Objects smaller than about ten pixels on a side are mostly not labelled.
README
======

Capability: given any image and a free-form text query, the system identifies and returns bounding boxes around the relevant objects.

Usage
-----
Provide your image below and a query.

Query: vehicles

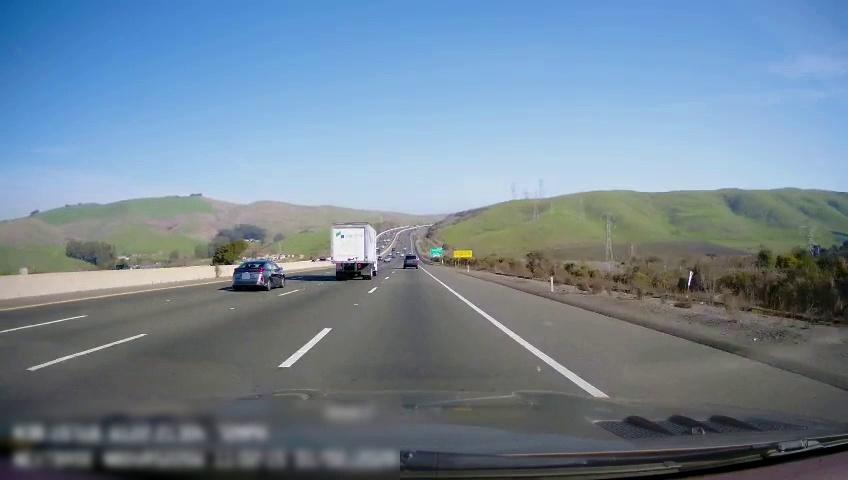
[403,254,418,269]
[330,224,378,280]
[113,263,145,271]
[231,259,285,292]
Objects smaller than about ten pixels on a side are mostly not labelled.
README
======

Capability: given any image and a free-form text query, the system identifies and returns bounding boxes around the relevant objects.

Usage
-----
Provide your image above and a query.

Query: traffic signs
[453,250,473,259]
[429,247,443,257]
